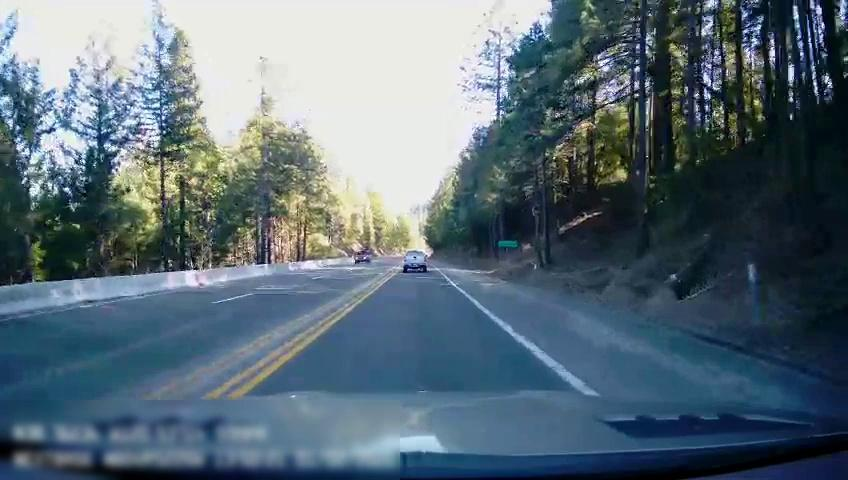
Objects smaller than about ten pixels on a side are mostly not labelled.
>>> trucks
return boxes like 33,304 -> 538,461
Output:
354,252 -> 371,265
402,248 -> 428,273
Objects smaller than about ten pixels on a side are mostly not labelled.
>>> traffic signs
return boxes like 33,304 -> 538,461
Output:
498,240 -> 520,248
